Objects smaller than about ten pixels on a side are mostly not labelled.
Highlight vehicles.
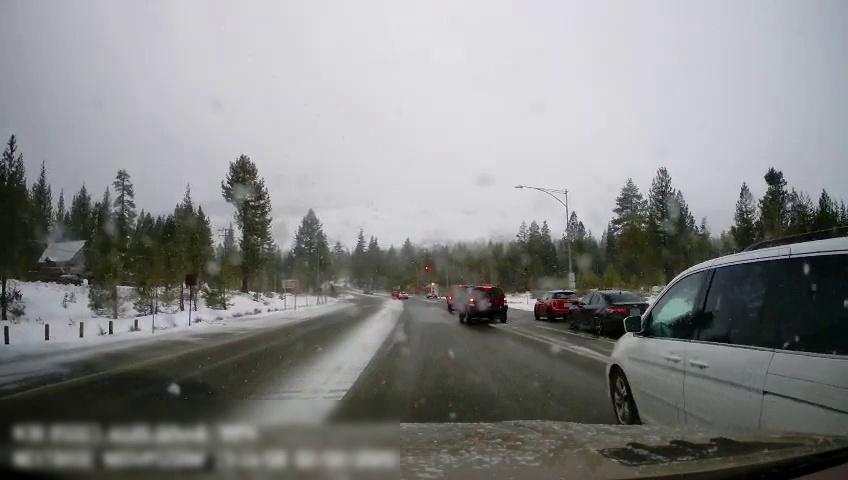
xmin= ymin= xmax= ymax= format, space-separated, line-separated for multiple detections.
xmin=566 ymin=290 xmax=650 ymax=335
xmin=533 ymin=289 xmax=580 ymax=323
xmin=397 ymin=291 xmax=409 ymax=300
xmin=606 ymin=225 xmax=848 ymax=436
xmin=446 ymin=288 xmax=457 ymax=312
xmin=426 ymin=282 xmax=438 ymax=298
xmin=457 ymin=283 xmax=509 ymax=324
